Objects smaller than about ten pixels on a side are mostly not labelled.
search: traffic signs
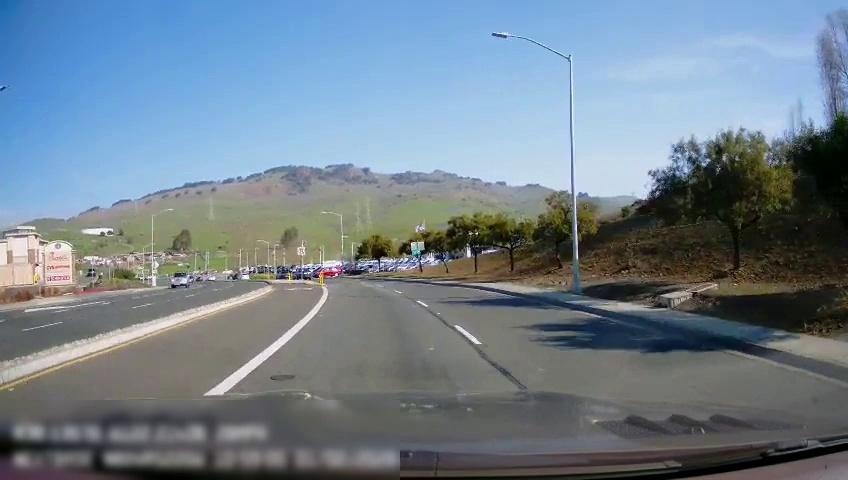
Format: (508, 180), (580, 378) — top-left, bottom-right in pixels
(295, 247), (306, 257)
(409, 239), (426, 252)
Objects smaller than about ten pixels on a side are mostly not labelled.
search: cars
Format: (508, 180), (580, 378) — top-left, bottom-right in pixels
(237, 273), (251, 280)
(313, 266), (343, 280)
(291, 266), (313, 280)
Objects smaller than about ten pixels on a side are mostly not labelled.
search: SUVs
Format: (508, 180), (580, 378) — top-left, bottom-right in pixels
(170, 271), (191, 288)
